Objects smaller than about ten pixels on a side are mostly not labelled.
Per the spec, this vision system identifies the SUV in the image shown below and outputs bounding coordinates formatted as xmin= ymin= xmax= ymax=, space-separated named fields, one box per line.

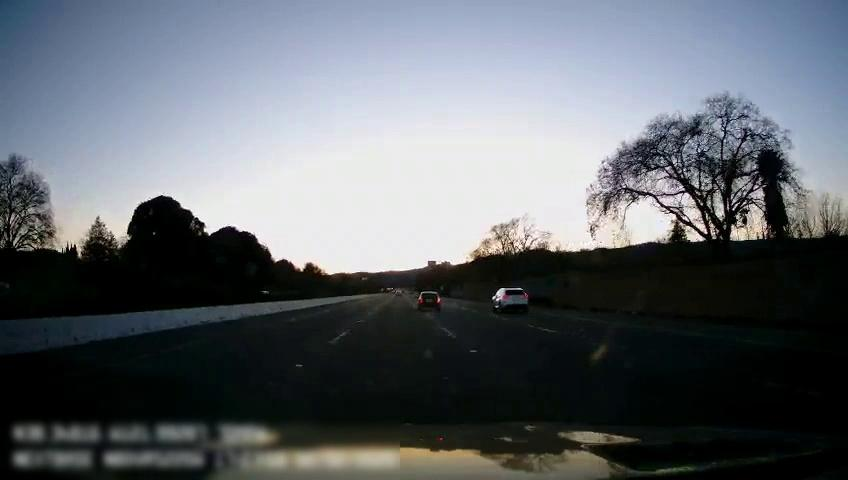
xmin=491 ymin=287 xmax=529 ymax=314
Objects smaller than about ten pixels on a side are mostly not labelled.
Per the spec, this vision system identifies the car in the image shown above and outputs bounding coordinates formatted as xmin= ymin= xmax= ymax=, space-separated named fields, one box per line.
xmin=417 ymin=291 xmax=441 ymax=311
